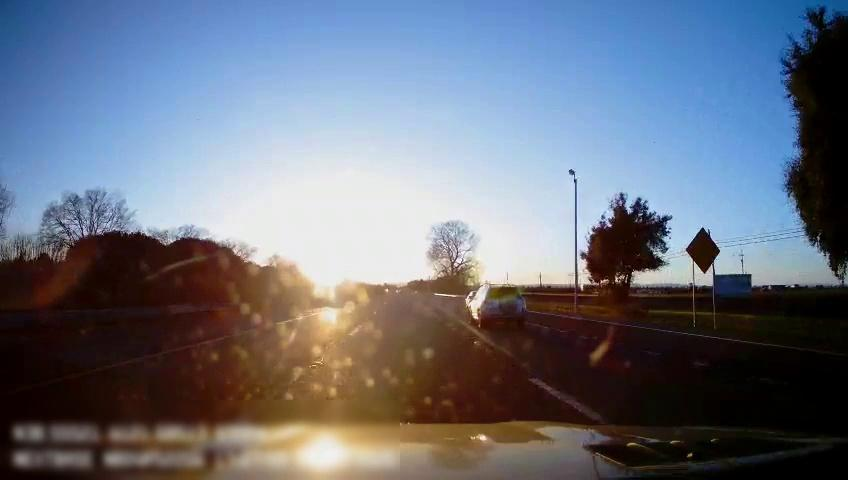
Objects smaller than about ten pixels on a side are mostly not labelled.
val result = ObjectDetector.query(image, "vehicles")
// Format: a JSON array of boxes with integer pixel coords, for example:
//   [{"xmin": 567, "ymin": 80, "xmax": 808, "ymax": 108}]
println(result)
[
  {"xmin": 469, "ymin": 285, "xmax": 526, "ymax": 330},
  {"xmin": 465, "ymin": 291, "xmax": 477, "ymax": 307}
]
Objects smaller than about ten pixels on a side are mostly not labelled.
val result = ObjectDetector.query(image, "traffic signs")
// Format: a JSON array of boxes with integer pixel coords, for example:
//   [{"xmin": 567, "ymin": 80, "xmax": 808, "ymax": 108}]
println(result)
[
  {"xmin": 686, "ymin": 226, "xmax": 721, "ymax": 274},
  {"xmin": 715, "ymin": 274, "xmax": 753, "ymax": 296}
]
